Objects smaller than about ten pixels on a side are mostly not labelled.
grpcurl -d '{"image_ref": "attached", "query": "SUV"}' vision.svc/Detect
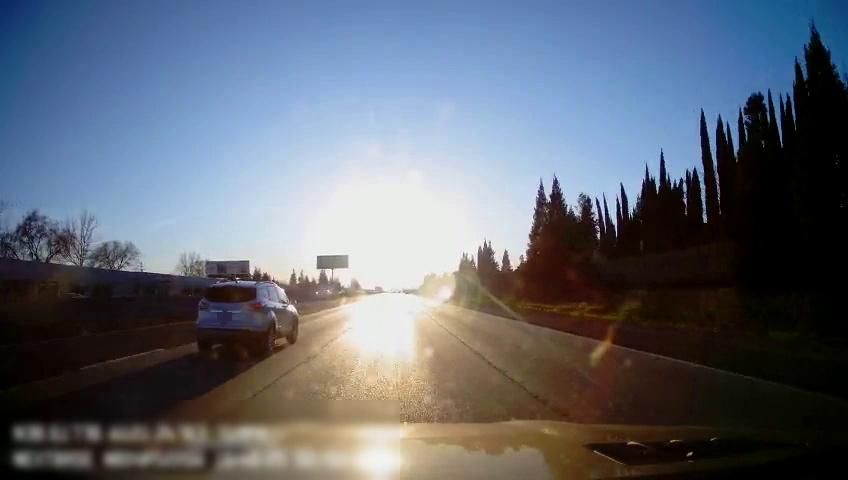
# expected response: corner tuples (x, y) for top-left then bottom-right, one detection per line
(196, 280), (300, 354)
